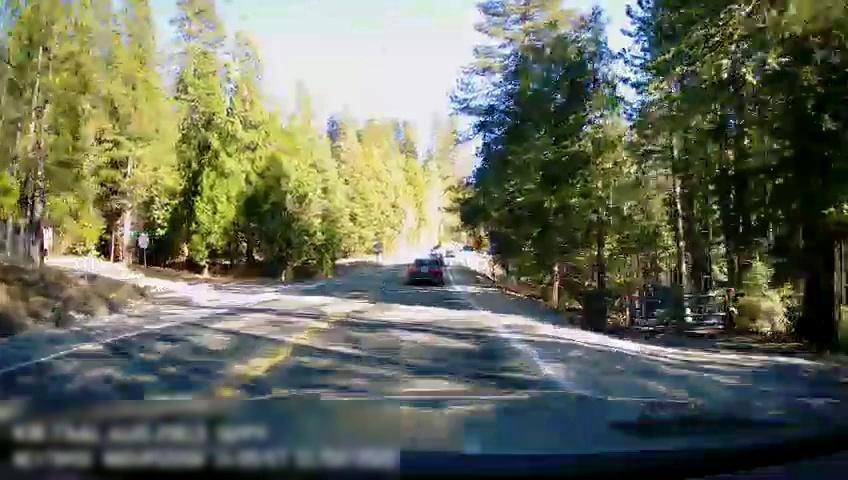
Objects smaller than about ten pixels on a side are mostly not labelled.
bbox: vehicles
[429,253,444,266]
[408,258,445,286]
